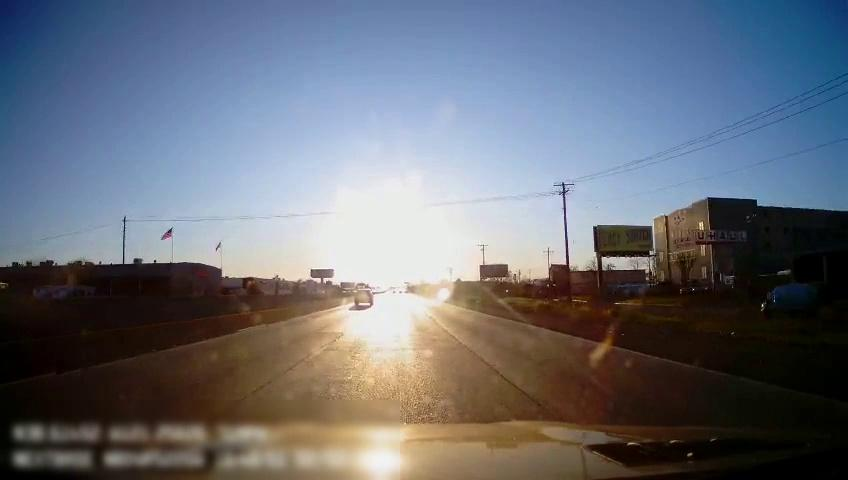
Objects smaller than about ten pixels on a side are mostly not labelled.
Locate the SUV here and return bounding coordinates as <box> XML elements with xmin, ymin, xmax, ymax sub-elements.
<box><xmin>354</xmin><ymin>289</ymin><xmax>374</xmax><ymax>307</ymax></box>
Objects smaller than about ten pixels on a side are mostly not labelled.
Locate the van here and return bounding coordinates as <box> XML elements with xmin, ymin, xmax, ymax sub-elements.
<box><xmin>760</xmin><ymin>284</ymin><xmax>820</xmax><ymax>320</ymax></box>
